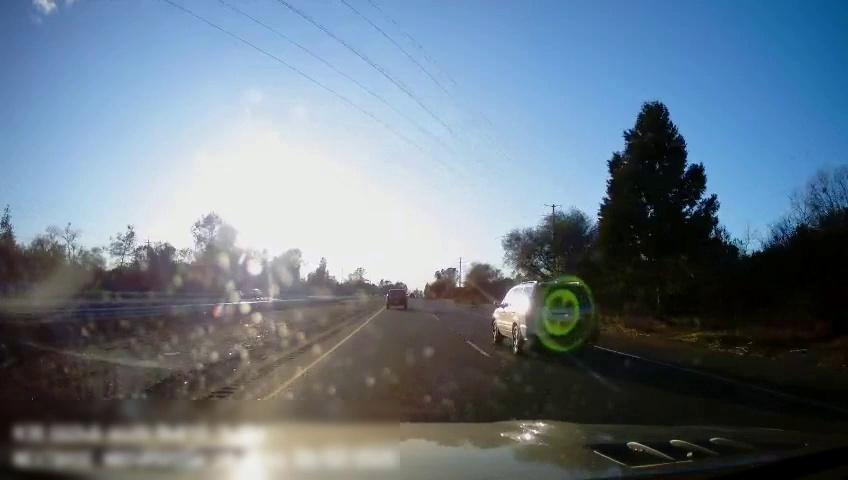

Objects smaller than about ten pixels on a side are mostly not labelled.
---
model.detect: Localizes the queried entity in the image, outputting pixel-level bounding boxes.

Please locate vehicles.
[491,281,599,356]
[385,288,409,309]
[247,289,262,299]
